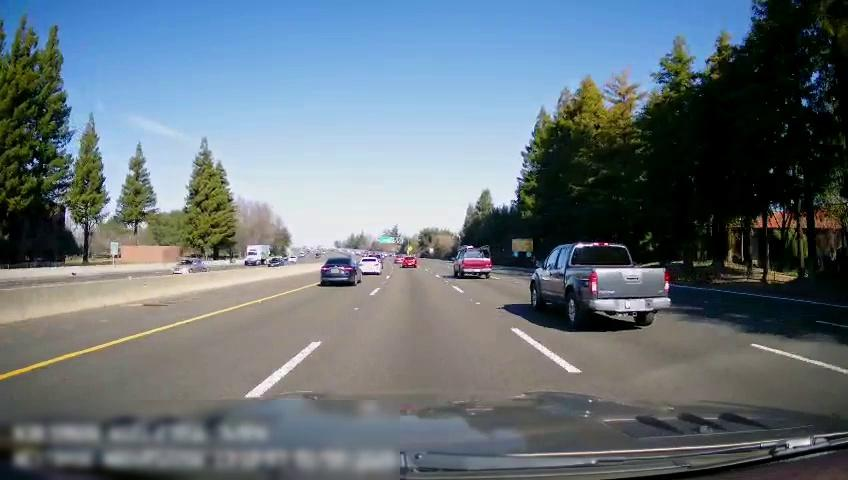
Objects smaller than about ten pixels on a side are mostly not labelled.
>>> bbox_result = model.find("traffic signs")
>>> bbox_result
[511,238,534,252]
[375,236,395,244]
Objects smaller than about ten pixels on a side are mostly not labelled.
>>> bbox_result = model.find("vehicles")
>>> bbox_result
[451,245,493,279]
[320,256,363,286]
[529,242,673,329]
[267,257,286,267]
[244,244,271,267]
[174,258,207,275]
[358,256,383,276]
[402,256,417,269]
[366,254,384,270]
